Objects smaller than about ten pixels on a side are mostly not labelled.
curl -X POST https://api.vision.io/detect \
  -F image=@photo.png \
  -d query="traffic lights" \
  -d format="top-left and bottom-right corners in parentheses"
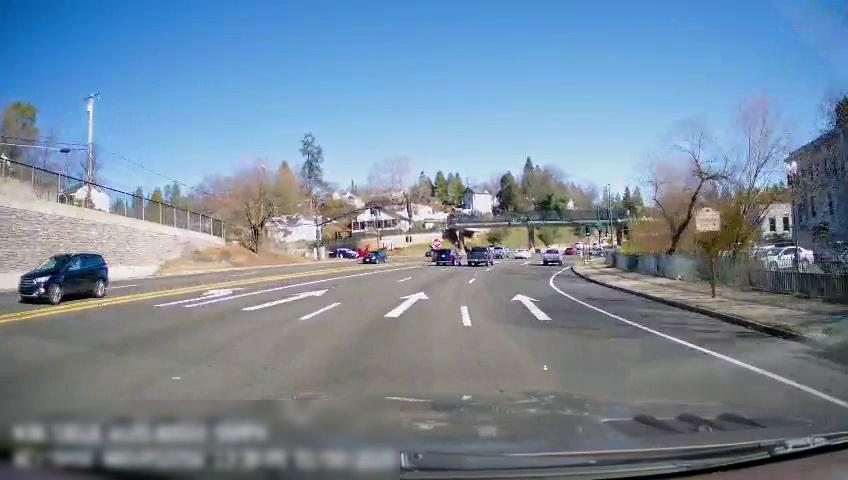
top-left (370, 201), bottom-right (377, 216)
top-left (405, 199), bottom-right (413, 216)
top-left (585, 227), bottom-right (591, 238)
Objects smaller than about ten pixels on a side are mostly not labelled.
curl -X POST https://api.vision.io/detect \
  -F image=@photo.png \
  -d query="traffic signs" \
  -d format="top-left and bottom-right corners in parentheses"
top-left (432, 239), bottom-right (441, 252)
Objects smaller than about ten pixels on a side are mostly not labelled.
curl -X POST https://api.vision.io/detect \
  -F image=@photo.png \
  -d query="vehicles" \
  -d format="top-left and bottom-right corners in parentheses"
top-left (489, 247), bottom-right (505, 259)
top-left (435, 248), bottom-right (462, 266)
top-left (349, 246), bottom-right (370, 256)
top-left (543, 248), bottom-right (566, 266)
top-left (513, 248), bottom-right (531, 259)
top-left (16, 251), bottom-right (111, 305)
top-left (341, 247), bottom-right (359, 258)
top-left (363, 251), bottom-right (387, 265)
top-left (327, 249), bottom-right (356, 258)
top-left (431, 251), bottom-right (438, 263)
top-left (467, 247), bottom-right (494, 266)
